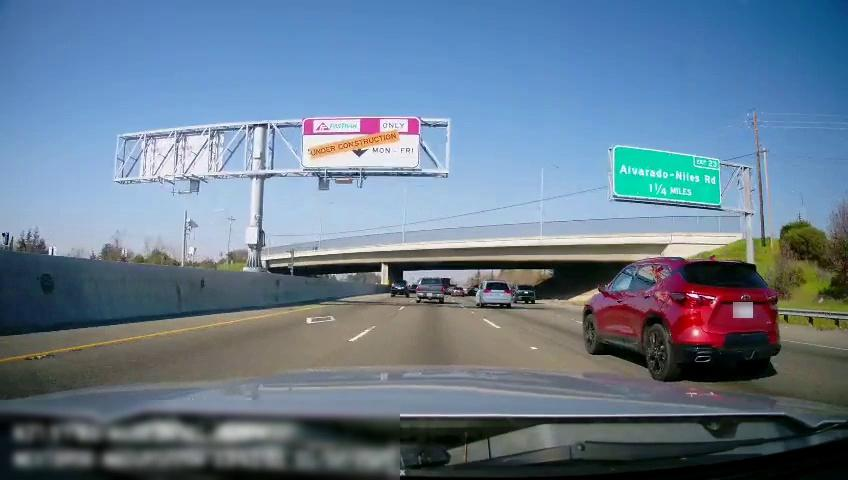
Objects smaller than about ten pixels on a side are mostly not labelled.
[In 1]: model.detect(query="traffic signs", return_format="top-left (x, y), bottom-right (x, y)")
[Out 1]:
top-left (301, 117), bottom-right (423, 172)
top-left (613, 146), bottom-right (721, 207)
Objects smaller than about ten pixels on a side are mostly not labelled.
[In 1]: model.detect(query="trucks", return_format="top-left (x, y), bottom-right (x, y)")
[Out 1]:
top-left (414, 276), bottom-right (446, 305)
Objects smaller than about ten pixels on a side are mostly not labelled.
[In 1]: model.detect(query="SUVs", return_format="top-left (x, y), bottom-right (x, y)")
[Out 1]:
top-left (389, 278), bottom-right (411, 298)
top-left (582, 260), bottom-right (781, 383)
top-left (475, 280), bottom-right (512, 309)
top-left (512, 284), bottom-right (536, 305)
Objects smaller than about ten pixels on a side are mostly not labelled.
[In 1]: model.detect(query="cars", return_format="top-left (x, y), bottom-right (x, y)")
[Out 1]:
top-left (451, 285), bottom-right (466, 297)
